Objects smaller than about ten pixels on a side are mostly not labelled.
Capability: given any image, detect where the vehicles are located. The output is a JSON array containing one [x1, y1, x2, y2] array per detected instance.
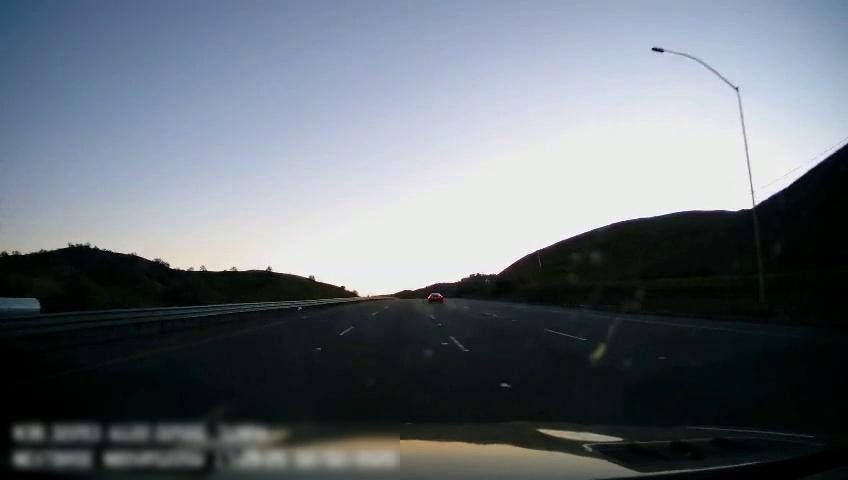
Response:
[[428, 293, 443, 304], [0, 297, 42, 316]]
